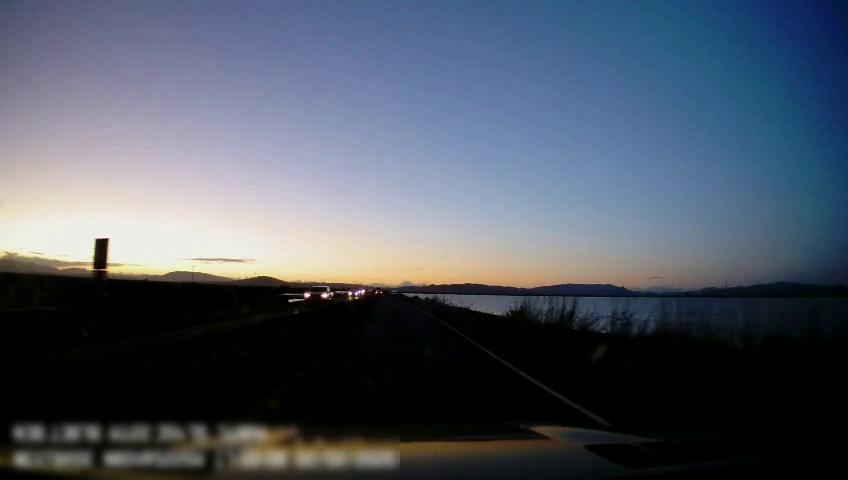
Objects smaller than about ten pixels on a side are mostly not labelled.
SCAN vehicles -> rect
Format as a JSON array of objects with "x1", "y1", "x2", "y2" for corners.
[
  {"x1": 304, "y1": 286, "x2": 332, "y2": 304},
  {"x1": 347, "y1": 289, "x2": 361, "y2": 300}
]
